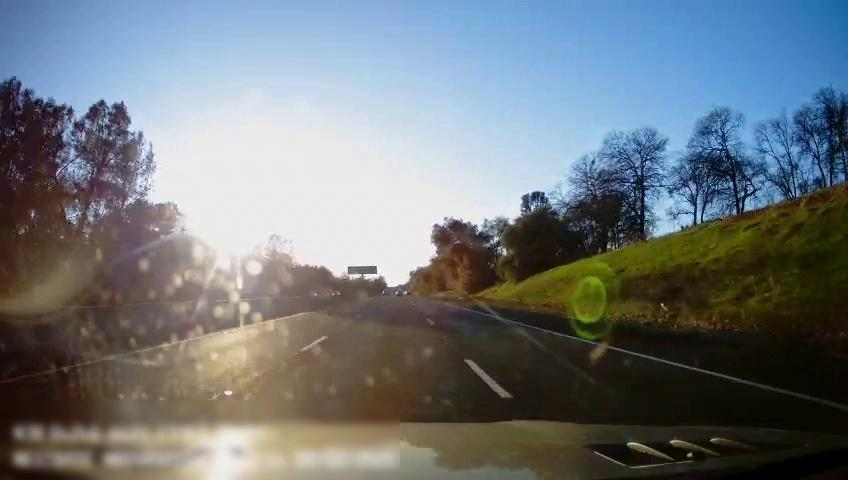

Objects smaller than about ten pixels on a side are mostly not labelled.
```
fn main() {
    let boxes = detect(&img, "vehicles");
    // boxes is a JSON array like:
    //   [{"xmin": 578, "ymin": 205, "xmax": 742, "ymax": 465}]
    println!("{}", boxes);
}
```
[
  {"xmin": 380, "ymin": 289, "xmax": 391, "ymax": 297},
  {"xmin": 331, "ymin": 291, "xmax": 343, "ymax": 296},
  {"xmin": 395, "ymin": 290, "xmax": 404, "ymax": 297}
]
